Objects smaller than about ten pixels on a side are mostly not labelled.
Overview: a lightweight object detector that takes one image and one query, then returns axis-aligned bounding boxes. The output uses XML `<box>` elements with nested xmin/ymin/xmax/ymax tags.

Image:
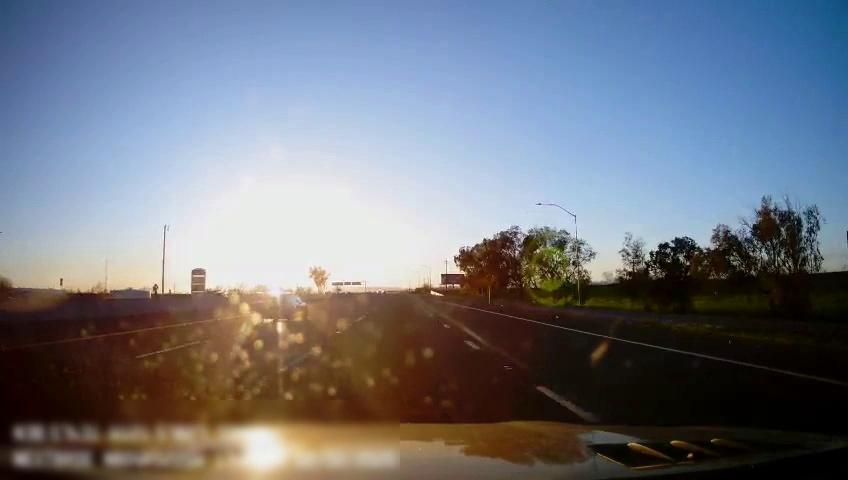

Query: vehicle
<box><xmin>256</xmin><ymin>293</ymin><xmax>309</xmax><ymax>324</ymax></box>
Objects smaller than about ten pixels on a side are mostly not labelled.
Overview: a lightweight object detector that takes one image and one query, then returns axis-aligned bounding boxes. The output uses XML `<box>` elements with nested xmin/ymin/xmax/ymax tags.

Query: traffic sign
<box><xmin>483</xmin><ymin>274</ymin><xmax>495</xmax><ymax>287</ymax></box>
